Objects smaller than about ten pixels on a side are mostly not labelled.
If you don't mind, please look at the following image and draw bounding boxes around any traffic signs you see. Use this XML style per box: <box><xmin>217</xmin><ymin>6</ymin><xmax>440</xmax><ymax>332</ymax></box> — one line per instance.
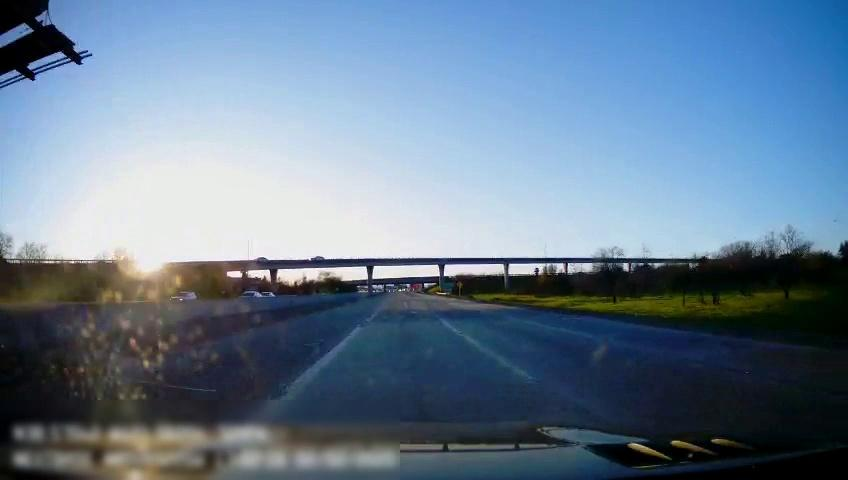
<box><xmin>442</xmin><ymin>282</ymin><xmax>454</xmax><ymax>288</ymax></box>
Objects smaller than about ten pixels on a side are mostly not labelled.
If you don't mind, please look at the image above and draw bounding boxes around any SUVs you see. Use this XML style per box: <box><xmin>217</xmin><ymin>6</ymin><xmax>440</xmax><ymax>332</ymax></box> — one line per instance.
<box><xmin>239</xmin><ymin>291</ymin><xmax>263</xmax><ymax>300</ymax></box>
<box><xmin>255</xmin><ymin>257</ymin><xmax>268</xmax><ymax>262</ymax></box>
<box><xmin>169</xmin><ymin>292</ymin><xmax>197</xmax><ymax>303</ymax></box>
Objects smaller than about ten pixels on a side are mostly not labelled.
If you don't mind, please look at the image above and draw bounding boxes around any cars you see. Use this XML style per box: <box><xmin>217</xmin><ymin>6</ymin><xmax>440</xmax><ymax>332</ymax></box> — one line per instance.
<box><xmin>311</xmin><ymin>256</ymin><xmax>324</xmax><ymax>261</ymax></box>
<box><xmin>260</xmin><ymin>292</ymin><xmax>276</xmax><ymax>300</ymax></box>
